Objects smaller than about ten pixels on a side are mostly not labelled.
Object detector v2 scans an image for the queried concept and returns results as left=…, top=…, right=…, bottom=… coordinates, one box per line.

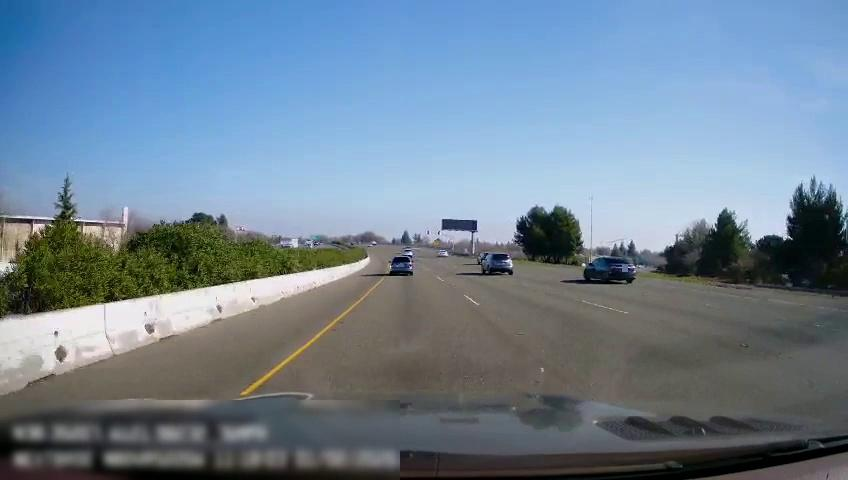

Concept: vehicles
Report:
left=583, top=255, right=636, bottom=284
left=280, top=237, right=299, bottom=249
left=476, top=252, right=489, bottom=264
left=481, top=252, right=513, bottom=276
left=389, top=256, right=416, bottom=276
left=402, top=248, right=413, bottom=257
